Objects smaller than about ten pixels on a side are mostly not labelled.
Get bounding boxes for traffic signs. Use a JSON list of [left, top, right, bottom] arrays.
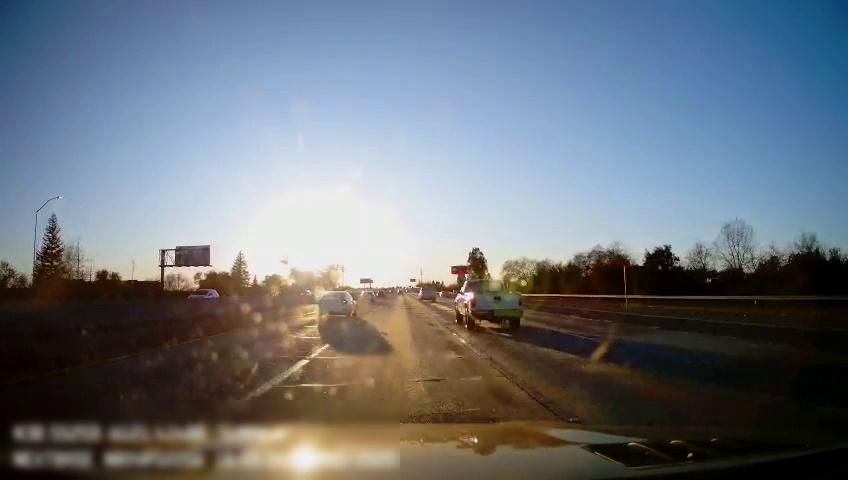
[[360, 278, 373, 284]]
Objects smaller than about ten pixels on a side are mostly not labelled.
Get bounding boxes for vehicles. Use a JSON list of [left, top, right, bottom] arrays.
[[299, 290, 314, 297], [454, 279, 523, 332], [187, 289, 220, 301], [376, 289, 388, 298], [418, 287, 436, 302], [358, 289, 377, 305], [318, 290, 357, 319]]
